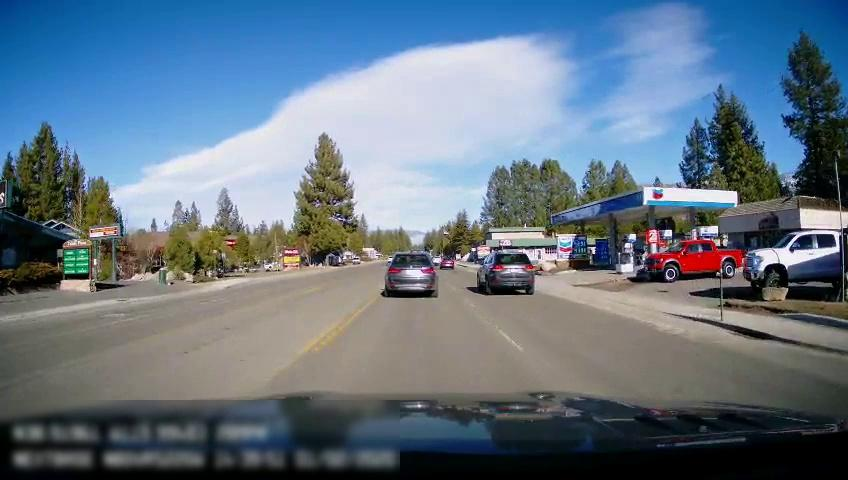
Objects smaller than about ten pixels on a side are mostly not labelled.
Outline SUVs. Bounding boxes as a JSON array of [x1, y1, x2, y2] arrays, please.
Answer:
[[385, 251, 437, 298], [478, 253, 537, 297]]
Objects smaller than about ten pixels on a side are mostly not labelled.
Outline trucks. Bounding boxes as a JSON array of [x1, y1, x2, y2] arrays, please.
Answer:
[[745, 230, 848, 295], [644, 239, 746, 283]]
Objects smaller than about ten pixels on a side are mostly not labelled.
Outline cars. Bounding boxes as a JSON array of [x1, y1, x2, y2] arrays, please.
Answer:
[[439, 257, 455, 270]]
